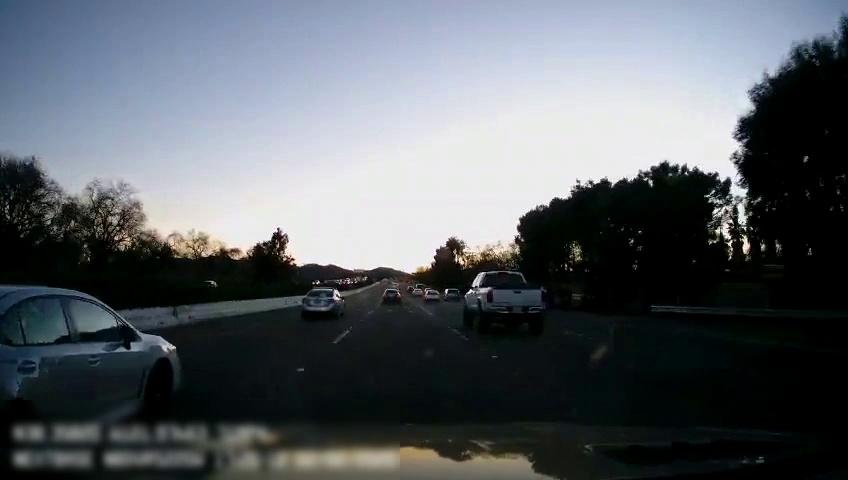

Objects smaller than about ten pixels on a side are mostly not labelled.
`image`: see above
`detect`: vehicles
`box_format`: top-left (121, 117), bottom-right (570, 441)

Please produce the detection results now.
top-left (0, 286), bottom-right (181, 448)
top-left (312, 280), bottom-right (321, 286)
top-left (202, 280), bottom-right (219, 288)
top-left (423, 289), bottom-right (441, 302)
top-left (443, 289), bottom-right (460, 302)
top-left (413, 288), bottom-right (423, 297)
top-left (301, 288), bottom-right (347, 321)
top-left (382, 288), bottom-right (402, 304)
top-left (463, 271), bottom-right (548, 335)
